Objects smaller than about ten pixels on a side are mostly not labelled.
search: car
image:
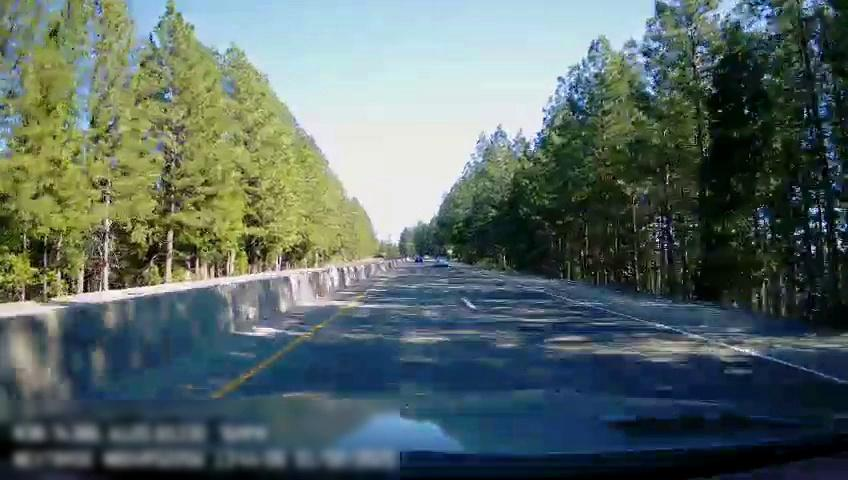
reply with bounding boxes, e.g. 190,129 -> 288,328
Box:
433,256 -> 449,268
